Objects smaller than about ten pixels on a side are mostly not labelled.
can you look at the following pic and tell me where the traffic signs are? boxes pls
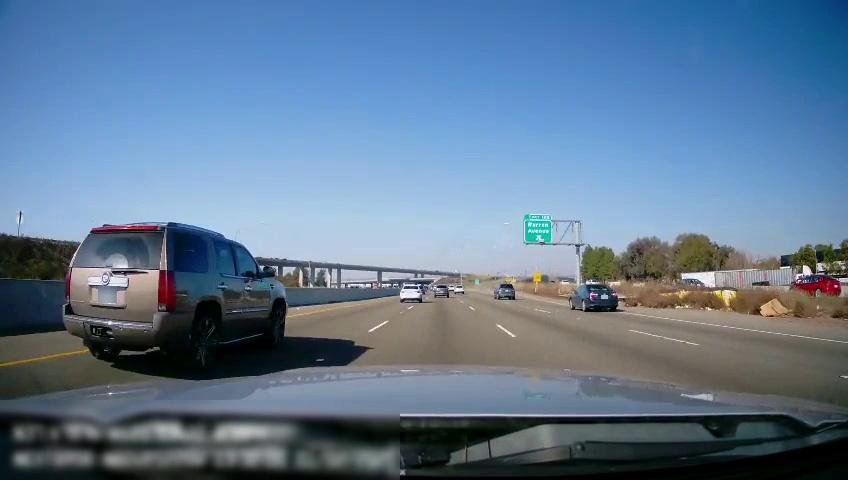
[533,271,542,283]
[523,213,553,246]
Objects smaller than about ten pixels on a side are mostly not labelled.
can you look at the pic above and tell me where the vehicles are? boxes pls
[453,285,465,295]
[399,283,423,303]
[415,285,426,296]
[678,278,706,290]
[559,279,570,286]
[681,271,717,290]
[568,283,619,313]
[61,219,289,374]
[434,285,450,299]
[788,273,841,297]
[494,283,516,301]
